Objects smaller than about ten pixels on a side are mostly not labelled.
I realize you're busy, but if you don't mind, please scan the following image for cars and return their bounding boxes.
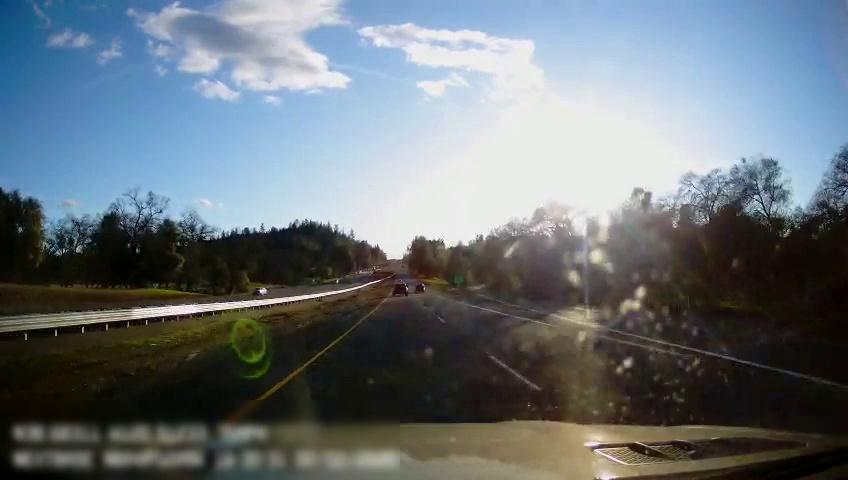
[414,283,425,293]
[252,287,268,297]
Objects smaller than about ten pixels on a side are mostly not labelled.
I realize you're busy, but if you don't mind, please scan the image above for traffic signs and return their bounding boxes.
[453,274,465,285]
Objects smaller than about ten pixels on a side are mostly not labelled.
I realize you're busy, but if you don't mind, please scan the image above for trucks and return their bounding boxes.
[394,283,408,295]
